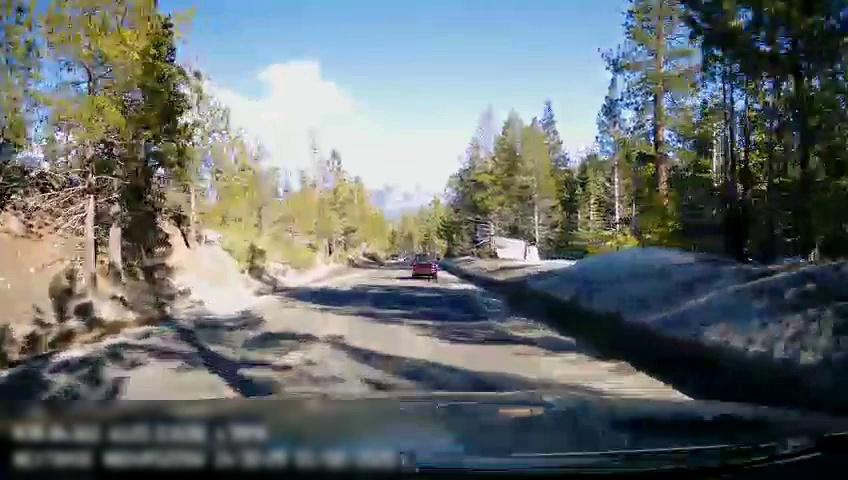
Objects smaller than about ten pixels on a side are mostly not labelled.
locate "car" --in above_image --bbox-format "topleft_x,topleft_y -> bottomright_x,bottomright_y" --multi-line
410,254 -> 440,280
